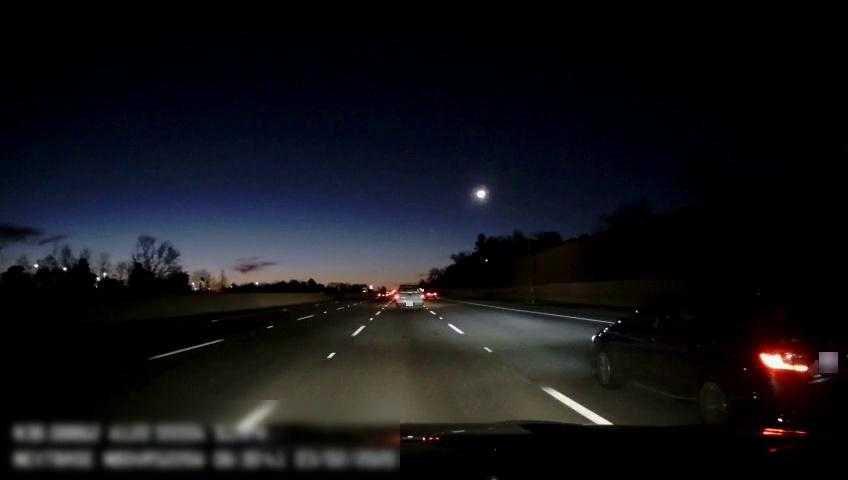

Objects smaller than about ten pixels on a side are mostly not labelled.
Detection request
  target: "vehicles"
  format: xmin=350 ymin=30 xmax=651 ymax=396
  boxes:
xmin=375 ymin=288 xmax=390 ymax=301
xmin=424 ymin=290 xmax=438 ymax=301
xmin=591 ymin=289 xmax=848 ymax=428
xmin=391 ymin=282 xmax=423 ymax=311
